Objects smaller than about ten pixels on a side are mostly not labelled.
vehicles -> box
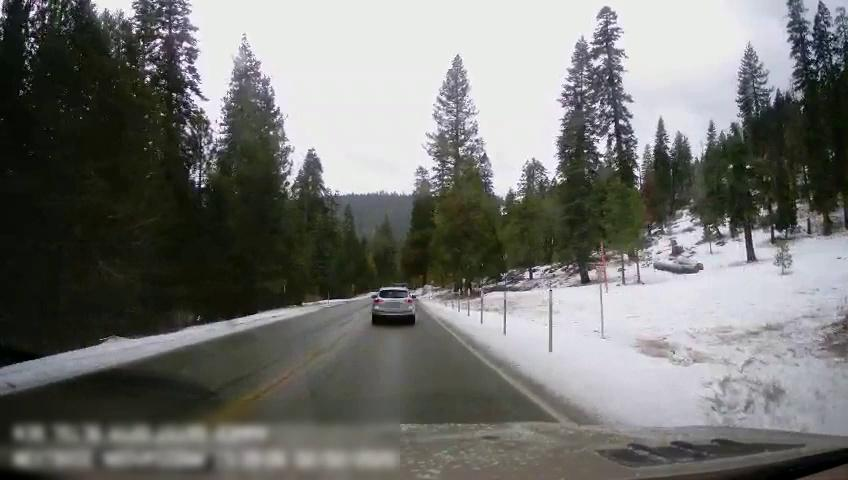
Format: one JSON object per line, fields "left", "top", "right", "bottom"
{"left": 387, "top": 283, "right": 408, "bottom": 288}
{"left": 371, "top": 287, "right": 417, "bottom": 325}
